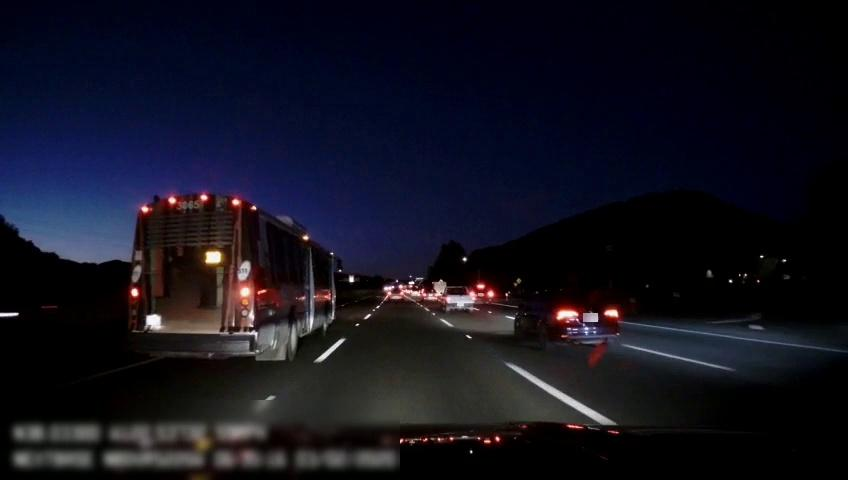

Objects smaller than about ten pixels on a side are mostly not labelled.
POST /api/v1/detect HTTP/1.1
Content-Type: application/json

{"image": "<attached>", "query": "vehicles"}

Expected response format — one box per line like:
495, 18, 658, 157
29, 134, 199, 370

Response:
727, 272, 763, 288
432, 281, 447, 293
467, 282, 495, 302
126, 192, 343, 364
440, 286, 475, 317
388, 285, 404, 299
418, 289, 441, 305
514, 290, 620, 347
